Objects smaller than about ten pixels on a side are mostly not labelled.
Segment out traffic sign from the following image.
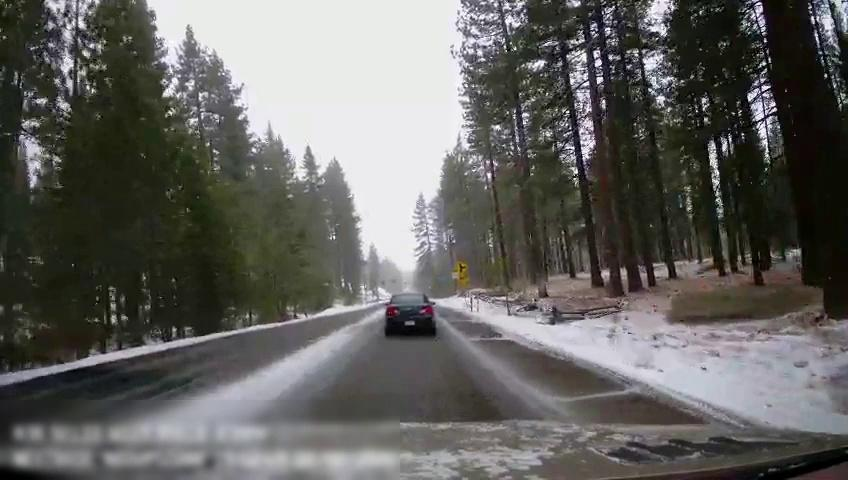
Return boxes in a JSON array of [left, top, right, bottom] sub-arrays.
[[456, 263, 468, 279]]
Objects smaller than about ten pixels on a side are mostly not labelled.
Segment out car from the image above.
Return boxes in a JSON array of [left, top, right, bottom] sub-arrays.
[[384, 291, 438, 336]]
